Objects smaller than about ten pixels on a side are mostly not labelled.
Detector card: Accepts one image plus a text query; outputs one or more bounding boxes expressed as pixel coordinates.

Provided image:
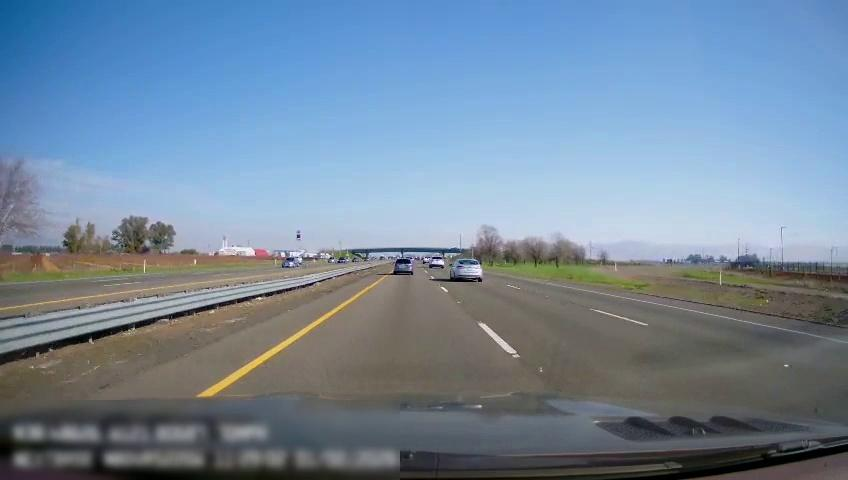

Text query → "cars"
[448,258,483,283]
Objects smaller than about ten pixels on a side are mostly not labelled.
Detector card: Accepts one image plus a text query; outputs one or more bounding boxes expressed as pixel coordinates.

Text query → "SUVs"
[281,256,300,269]
[428,255,445,269]
[393,257,415,275]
